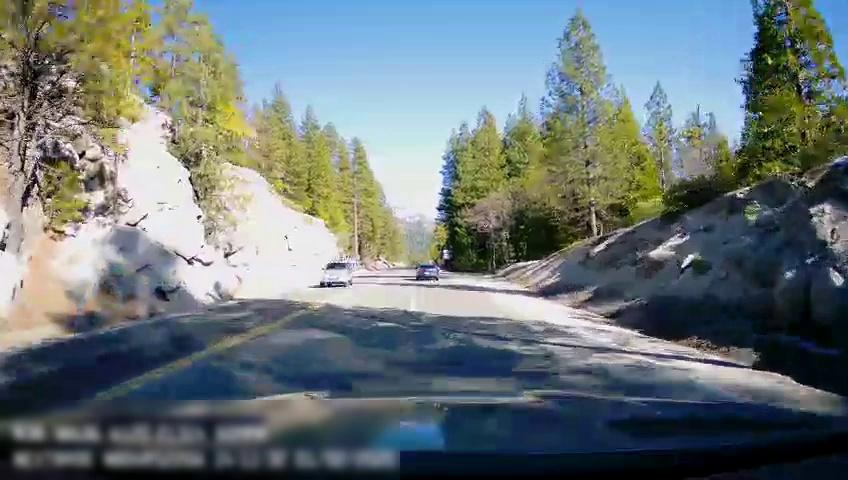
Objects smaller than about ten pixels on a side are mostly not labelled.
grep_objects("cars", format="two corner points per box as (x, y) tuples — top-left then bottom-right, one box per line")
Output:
(320, 260), (354, 288)
(415, 262), (438, 280)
